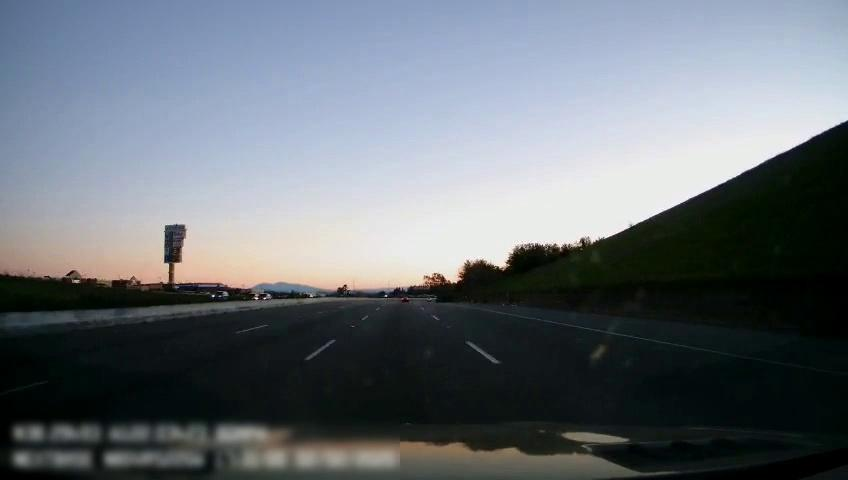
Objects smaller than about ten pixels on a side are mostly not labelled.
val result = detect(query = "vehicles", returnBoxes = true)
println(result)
[211,291,230,302]
[243,293,259,301]
[258,293,272,301]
